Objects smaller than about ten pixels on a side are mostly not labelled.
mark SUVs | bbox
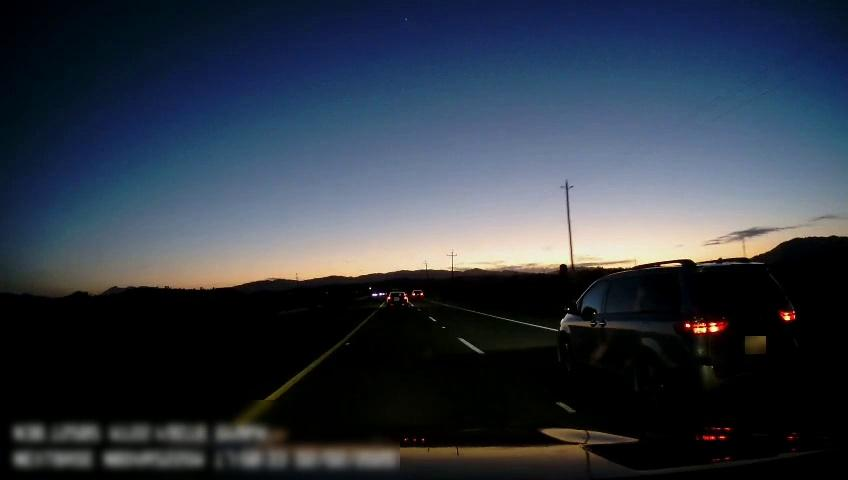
[386,291,409,311]
[410,289,425,302]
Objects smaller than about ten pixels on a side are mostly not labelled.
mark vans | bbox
[557,261,805,404]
